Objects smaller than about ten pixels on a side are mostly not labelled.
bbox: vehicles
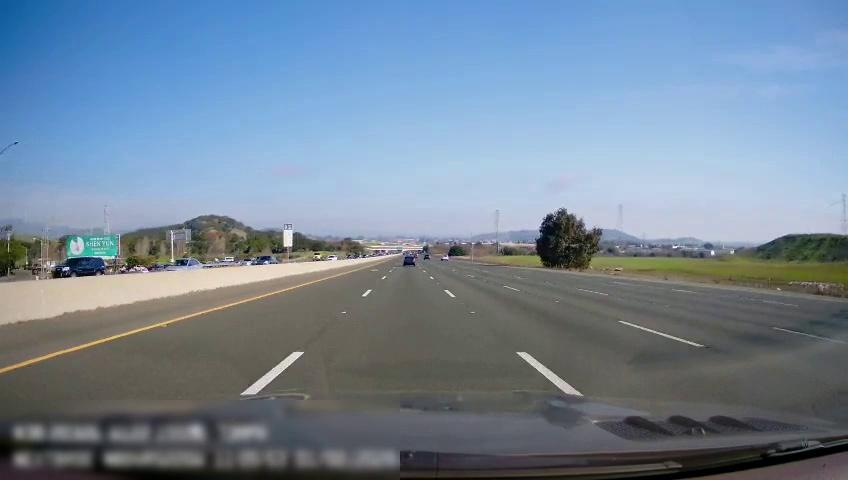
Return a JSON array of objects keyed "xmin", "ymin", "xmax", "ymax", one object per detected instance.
[
  {"xmin": 312, "ymin": 252, "xmax": 327, "ymax": 263},
  {"xmin": 403, "ymin": 256, "xmax": 416, "ymax": 267},
  {"xmin": 326, "ymin": 254, "xmax": 339, "ymax": 262},
  {"xmin": 240, "ymin": 257, "xmax": 258, "ymax": 267},
  {"xmin": 51, "ymin": 256, "xmax": 106, "ymax": 280},
  {"xmin": 250, "ymin": 255, "xmax": 280, "ymax": 267},
  {"xmin": 166, "ymin": 258, "xmax": 204, "ymax": 272}
]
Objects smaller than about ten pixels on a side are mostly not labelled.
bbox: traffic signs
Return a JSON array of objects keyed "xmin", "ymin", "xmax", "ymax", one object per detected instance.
[{"xmin": 283, "ymin": 223, "xmax": 294, "ymax": 248}]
